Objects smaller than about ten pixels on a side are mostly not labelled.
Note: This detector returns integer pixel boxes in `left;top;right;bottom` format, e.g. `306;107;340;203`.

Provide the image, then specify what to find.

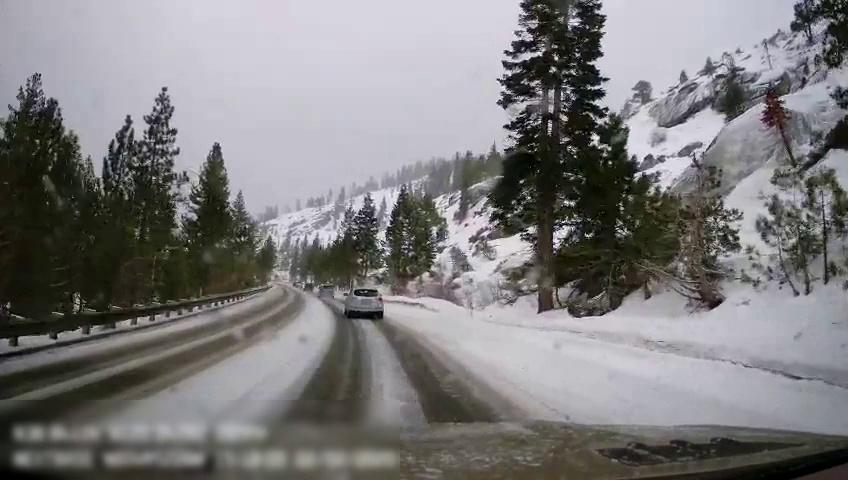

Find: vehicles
343;287;384;320
317;284;335;299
